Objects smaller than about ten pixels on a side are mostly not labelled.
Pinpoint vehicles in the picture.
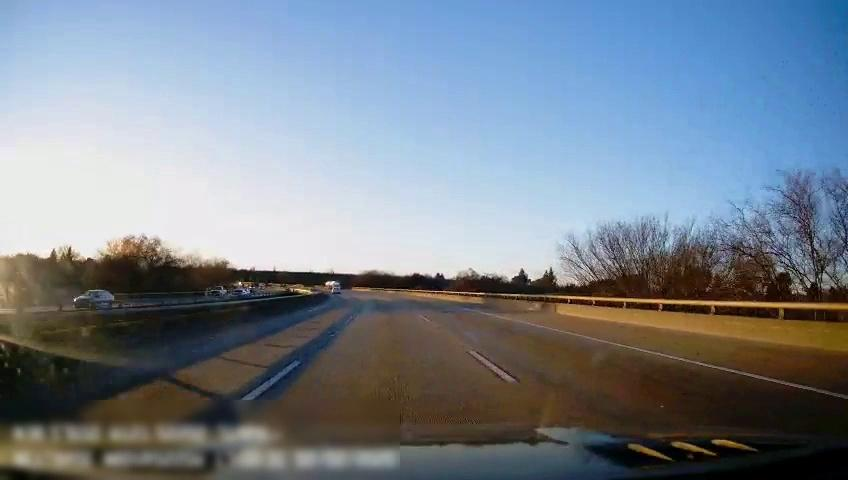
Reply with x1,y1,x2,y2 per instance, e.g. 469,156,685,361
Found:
325,280,340,287
210,285,230,296
73,289,115,311
331,287,342,296
231,285,252,299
